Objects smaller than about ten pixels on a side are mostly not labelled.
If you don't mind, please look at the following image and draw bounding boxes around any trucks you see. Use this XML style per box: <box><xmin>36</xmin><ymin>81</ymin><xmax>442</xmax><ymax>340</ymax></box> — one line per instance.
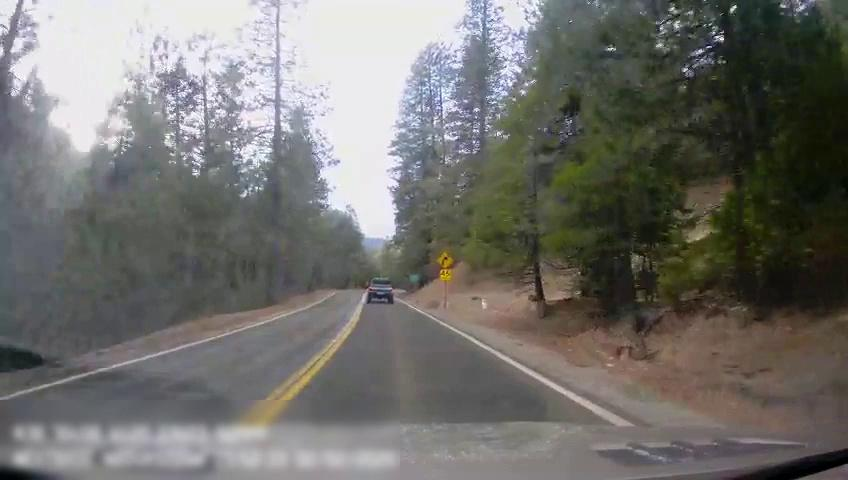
<box><xmin>366</xmin><ymin>279</ymin><xmax>394</xmax><ymax>304</ymax></box>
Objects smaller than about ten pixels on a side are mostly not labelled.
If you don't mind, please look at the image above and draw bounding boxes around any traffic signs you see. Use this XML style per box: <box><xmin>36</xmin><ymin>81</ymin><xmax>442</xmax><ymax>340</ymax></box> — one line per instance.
<box><xmin>439</xmin><ymin>269</ymin><xmax>452</xmax><ymax>280</ymax></box>
<box><xmin>408</xmin><ymin>273</ymin><xmax>422</xmax><ymax>284</ymax></box>
<box><xmin>436</xmin><ymin>250</ymin><xmax>455</xmax><ymax>270</ymax></box>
